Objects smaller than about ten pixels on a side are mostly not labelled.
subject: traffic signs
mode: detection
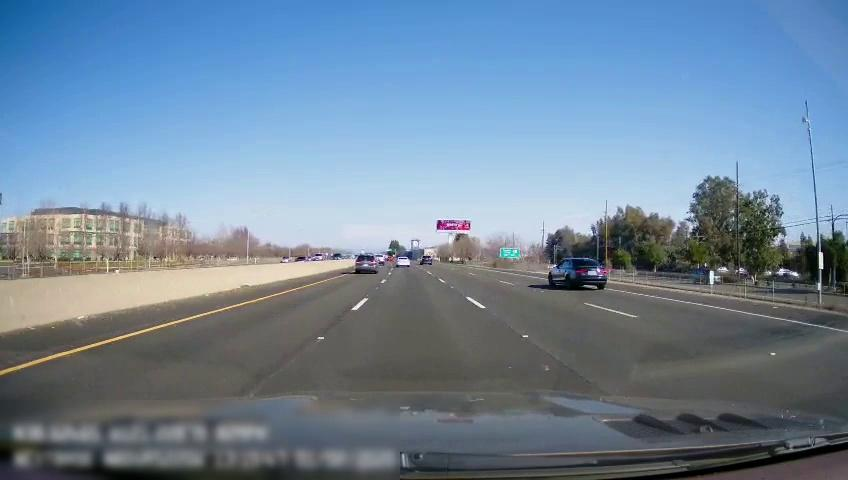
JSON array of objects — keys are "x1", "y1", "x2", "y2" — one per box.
[{"x1": 499, "y1": 247, "x2": 520, "y2": 259}]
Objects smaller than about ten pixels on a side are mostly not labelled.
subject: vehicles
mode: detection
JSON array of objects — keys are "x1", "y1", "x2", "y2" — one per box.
[
  {"x1": 355, "y1": 254, "x2": 379, "y2": 274},
  {"x1": 369, "y1": 253, "x2": 385, "y2": 266},
  {"x1": 396, "y1": 256, "x2": 411, "y2": 268},
  {"x1": 548, "y1": 258, "x2": 608, "y2": 290}
]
